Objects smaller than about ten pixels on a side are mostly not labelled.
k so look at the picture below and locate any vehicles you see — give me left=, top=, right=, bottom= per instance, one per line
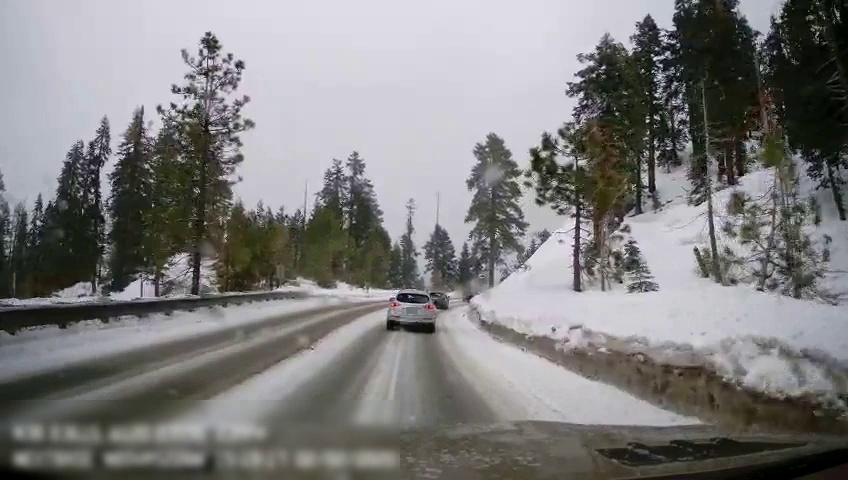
left=462, top=289, right=478, bottom=302
left=386, top=290, right=437, bottom=332
left=428, top=292, right=450, bottom=310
